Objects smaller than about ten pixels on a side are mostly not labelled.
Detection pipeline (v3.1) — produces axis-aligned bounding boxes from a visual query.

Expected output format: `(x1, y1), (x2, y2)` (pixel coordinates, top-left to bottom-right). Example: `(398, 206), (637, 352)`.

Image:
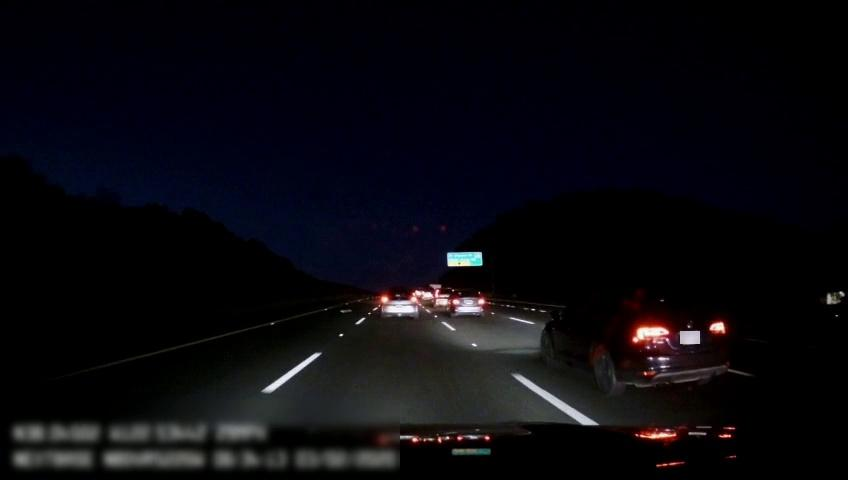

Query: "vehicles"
(381, 289), (418, 319)
(431, 288), (454, 310)
(538, 288), (728, 400)
(430, 284), (442, 288)
(443, 289), (482, 318)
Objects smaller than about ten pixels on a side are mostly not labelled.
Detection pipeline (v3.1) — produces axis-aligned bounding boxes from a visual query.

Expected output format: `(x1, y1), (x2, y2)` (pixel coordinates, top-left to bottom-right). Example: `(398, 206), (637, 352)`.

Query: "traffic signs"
(447, 251), (483, 267)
